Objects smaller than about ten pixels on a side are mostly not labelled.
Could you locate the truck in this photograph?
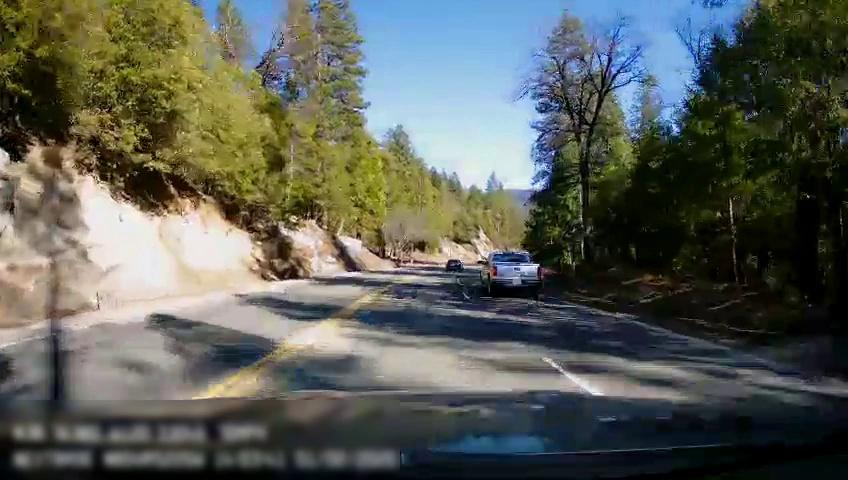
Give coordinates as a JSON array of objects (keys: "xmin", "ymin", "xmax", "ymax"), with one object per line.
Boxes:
[{"xmin": 476, "ymin": 251, "xmax": 542, "ymax": 298}]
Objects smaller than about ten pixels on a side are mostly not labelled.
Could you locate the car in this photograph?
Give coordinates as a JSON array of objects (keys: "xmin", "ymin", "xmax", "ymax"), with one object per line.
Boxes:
[{"xmin": 445, "ymin": 259, "xmax": 463, "ymax": 272}]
